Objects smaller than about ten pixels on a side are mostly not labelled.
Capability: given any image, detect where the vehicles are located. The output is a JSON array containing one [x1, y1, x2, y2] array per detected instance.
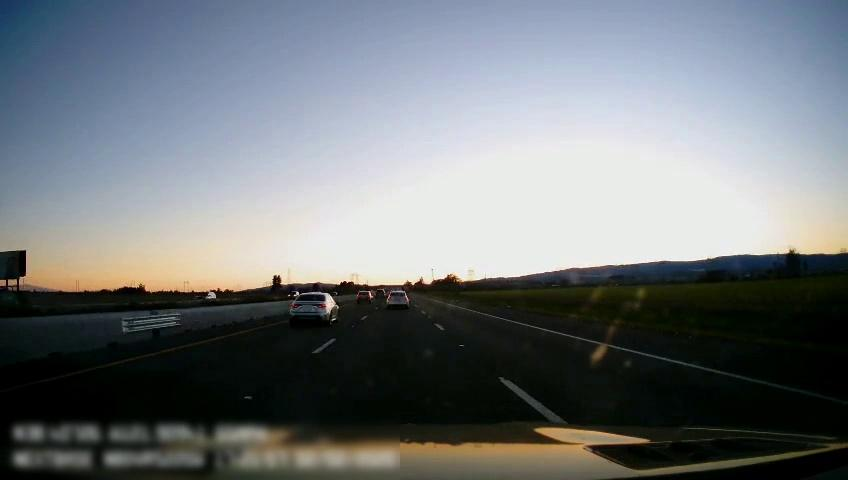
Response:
[[287, 291, 300, 299], [385, 290, 410, 310], [375, 289, 387, 300], [288, 291, 340, 325], [195, 291, 217, 301], [356, 290, 374, 304]]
